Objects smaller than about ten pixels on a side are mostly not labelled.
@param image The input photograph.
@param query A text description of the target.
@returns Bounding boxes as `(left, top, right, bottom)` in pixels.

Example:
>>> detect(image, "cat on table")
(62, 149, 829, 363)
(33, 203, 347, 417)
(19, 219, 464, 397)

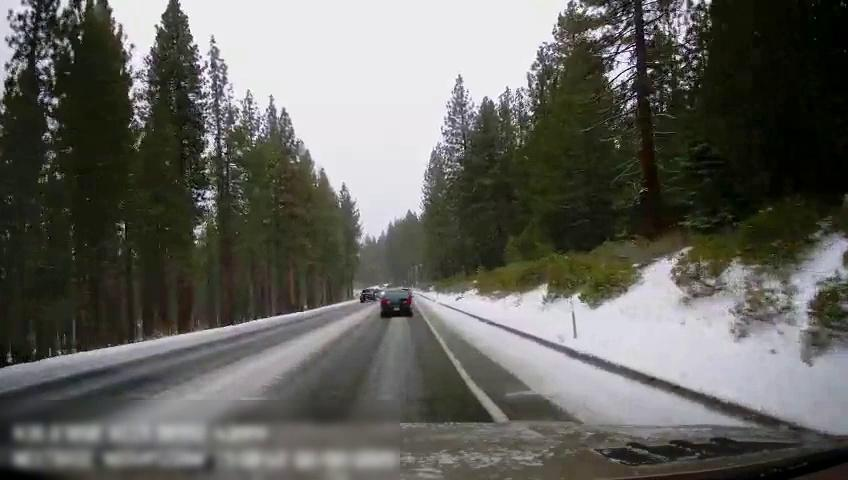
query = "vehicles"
(401, 288, 412, 298)
(380, 288, 415, 318)
(374, 288, 383, 300)
(359, 289, 377, 304)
